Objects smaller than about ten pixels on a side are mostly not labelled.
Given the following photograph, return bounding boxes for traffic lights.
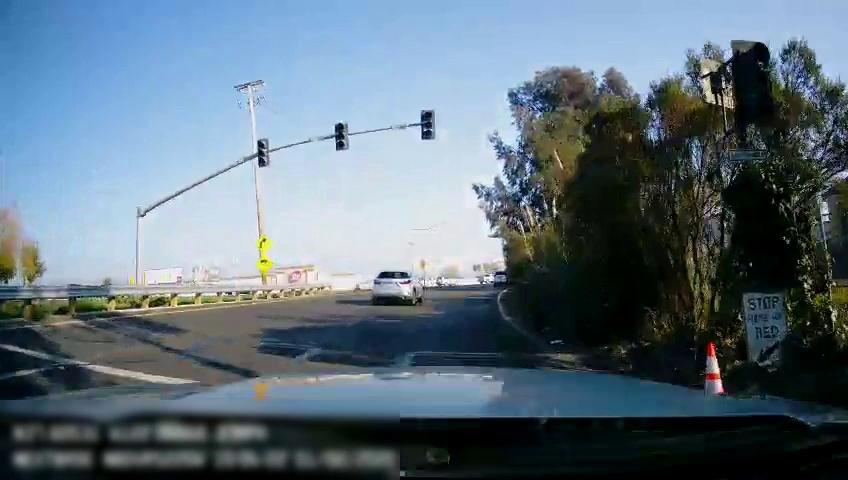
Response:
[334,120,349,152]
[730,39,772,124]
[419,109,436,141]
[257,137,270,169]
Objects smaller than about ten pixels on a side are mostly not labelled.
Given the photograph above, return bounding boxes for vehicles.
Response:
[493,271,507,288]
[371,270,424,307]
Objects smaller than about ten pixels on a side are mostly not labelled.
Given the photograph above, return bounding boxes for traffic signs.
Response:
[255,256,272,273]
[728,148,770,161]
[257,233,272,250]
[741,292,790,369]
